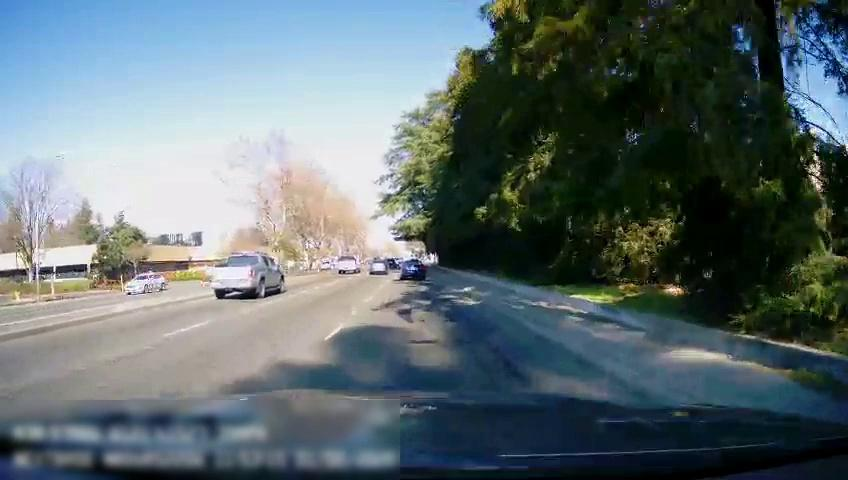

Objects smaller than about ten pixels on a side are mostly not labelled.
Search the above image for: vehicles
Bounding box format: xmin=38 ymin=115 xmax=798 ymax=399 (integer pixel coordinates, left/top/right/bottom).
xmin=339 ymin=257 xmax=363 ymax=275
xmin=208 ymin=253 xmax=287 ymax=300
xmin=367 ymin=259 xmax=389 ymax=275
xmin=126 ymin=272 xmax=170 ymax=295
xmin=401 ymin=259 xmax=429 ymax=281
xmin=388 ymin=261 xmax=400 ymax=271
